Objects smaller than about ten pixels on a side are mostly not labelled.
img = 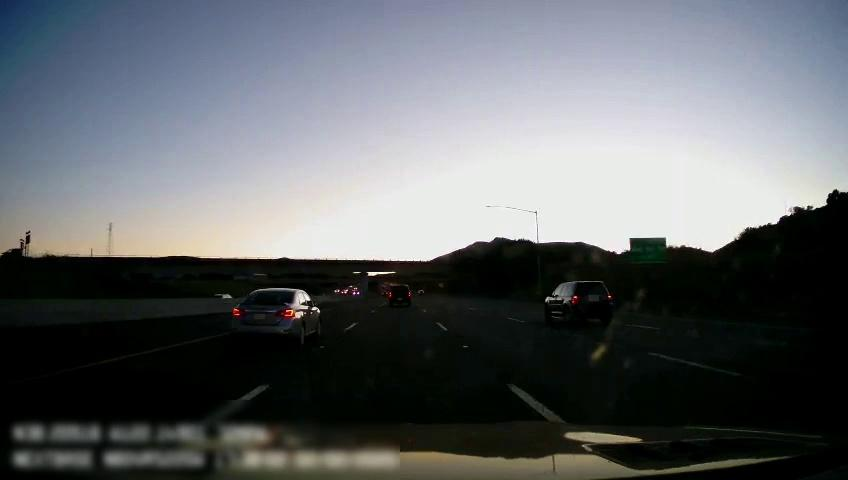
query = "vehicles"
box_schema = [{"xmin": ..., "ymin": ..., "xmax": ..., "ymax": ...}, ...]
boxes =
[
  {"xmin": 543, "ymin": 280, "xmax": 613, "ymax": 328},
  {"xmin": 212, "ymin": 293, "xmax": 233, "ymax": 299},
  {"xmin": 229, "ymin": 288, "xmax": 323, "ymax": 349},
  {"xmin": 388, "ymin": 284, "xmax": 412, "ymax": 307}
]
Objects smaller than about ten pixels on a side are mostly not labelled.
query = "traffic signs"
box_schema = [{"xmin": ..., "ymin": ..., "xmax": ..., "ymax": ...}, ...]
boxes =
[{"xmin": 629, "ymin": 236, "xmax": 667, "ymax": 265}]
